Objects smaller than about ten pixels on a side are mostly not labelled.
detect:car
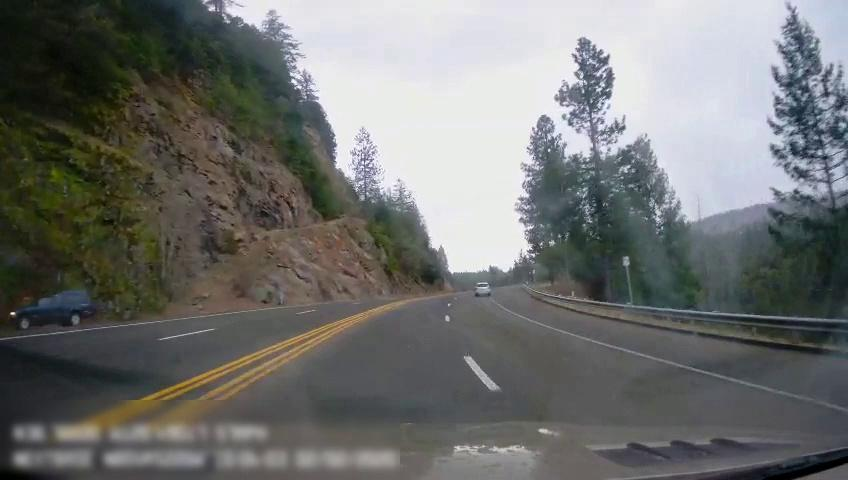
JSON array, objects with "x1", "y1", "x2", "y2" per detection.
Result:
[{"x1": 474, "y1": 282, "x2": 491, "y2": 297}]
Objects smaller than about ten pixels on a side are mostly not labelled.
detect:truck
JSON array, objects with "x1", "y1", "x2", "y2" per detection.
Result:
[{"x1": 7, "y1": 291, "x2": 98, "y2": 331}]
